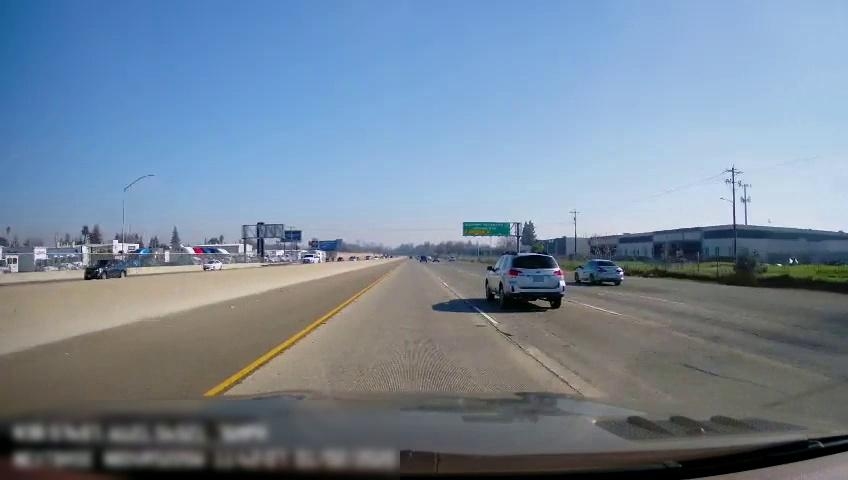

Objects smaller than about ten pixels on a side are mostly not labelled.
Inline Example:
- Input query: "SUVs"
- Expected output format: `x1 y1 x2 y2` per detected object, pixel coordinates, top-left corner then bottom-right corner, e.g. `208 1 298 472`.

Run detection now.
484 251 567 310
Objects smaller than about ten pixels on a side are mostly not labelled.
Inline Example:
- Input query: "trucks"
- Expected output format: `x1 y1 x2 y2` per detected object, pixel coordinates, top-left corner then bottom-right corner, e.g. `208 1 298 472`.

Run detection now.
301 250 327 264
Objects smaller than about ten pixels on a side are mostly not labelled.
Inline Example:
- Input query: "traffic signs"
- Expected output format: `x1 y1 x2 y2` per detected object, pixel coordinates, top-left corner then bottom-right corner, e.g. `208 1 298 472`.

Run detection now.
462 221 511 237
255 224 285 239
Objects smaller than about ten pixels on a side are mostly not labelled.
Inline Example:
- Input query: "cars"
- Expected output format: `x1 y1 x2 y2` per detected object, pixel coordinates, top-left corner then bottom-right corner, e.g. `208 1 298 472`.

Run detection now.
84 258 128 281
203 259 224 271
574 258 624 287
